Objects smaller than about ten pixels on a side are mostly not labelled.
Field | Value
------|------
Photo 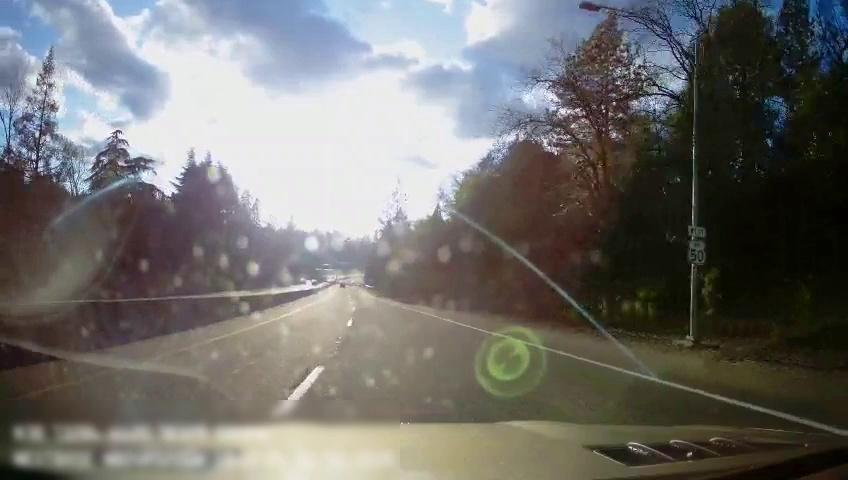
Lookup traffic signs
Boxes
[687,240,707,266]
[687,225,707,238]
